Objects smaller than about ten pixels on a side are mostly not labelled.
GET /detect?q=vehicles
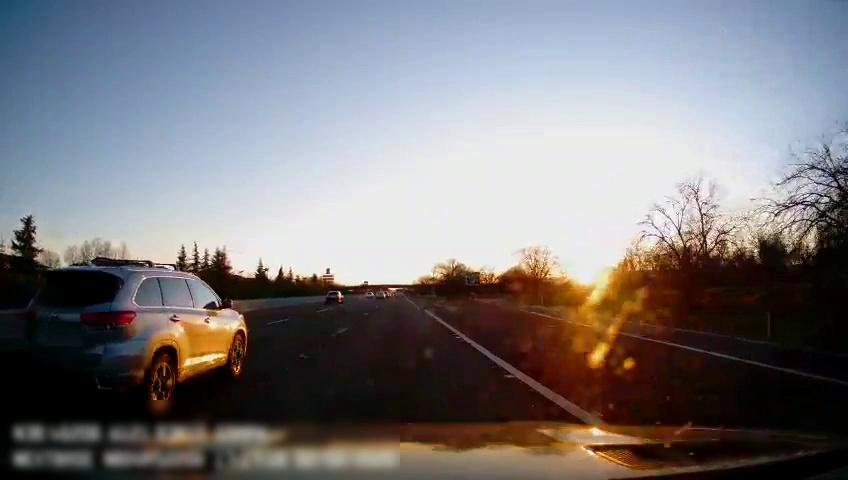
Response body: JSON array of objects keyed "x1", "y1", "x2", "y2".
[
  {"x1": 25, "y1": 258, "x2": 249, "y2": 419},
  {"x1": 325, "y1": 290, "x2": 345, "y2": 304},
  {"x1": 375, "y1": 291, "x2": 386, "y2": 300}
]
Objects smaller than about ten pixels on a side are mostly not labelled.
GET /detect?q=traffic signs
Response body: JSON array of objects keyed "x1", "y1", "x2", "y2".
[{"x1": 464, "y1": 271, "x2": 481, "y2": 287}]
